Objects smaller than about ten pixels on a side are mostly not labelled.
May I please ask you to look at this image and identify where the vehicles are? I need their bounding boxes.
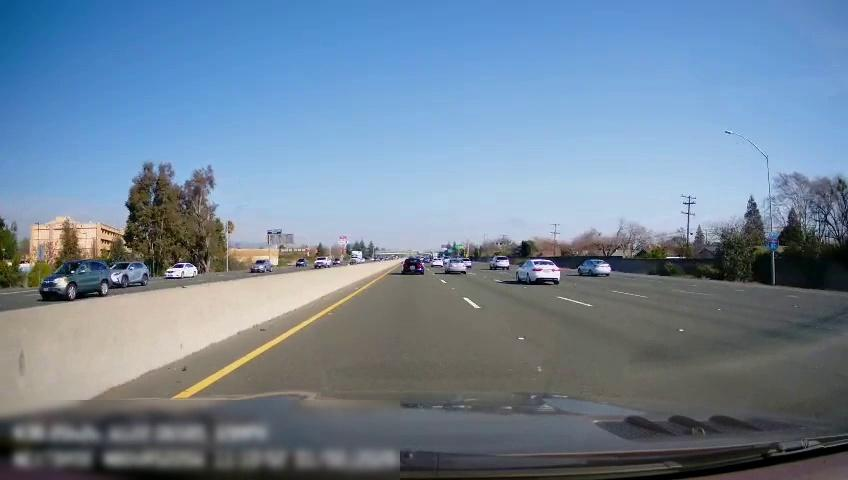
[577,259,612,277]
[111,261,150,289]
[430,257,444,268]
[164,262,198,280]
[401,256,425,275]
[249,259,272,274]
[40,259,112,302]
[314,256,331,269]
[443,258,467,276]
[351,250,363,261]
[462,258,472,269]
[515,259,561,285]
[295,258,305,268]
[488,255,510,270]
